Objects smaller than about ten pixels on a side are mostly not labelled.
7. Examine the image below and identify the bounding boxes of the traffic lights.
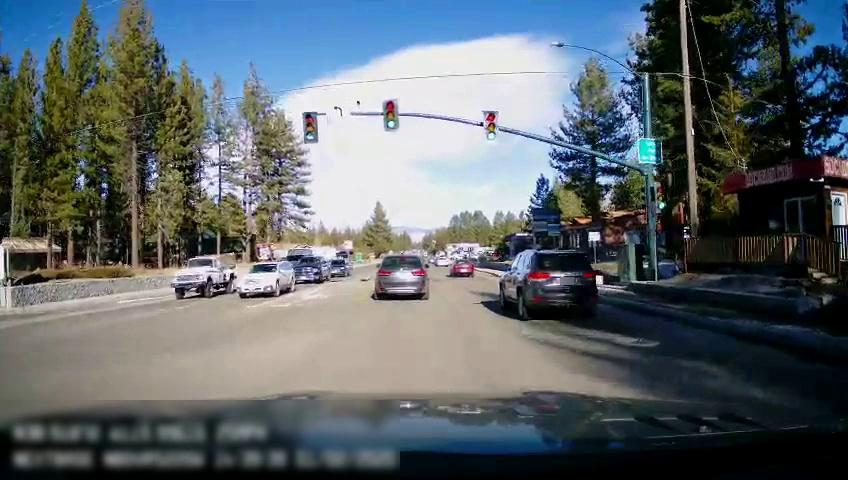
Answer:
[383,97,398,131]
[481,110,498,143]
[302,110,318,145]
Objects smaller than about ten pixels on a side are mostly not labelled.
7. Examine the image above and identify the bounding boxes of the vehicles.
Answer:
[372,253,429,301]
[239,262,295,298]
[496,249,597,322]
[326,260,344,275]
[172,257,239,300]
[449,256,476,278]
[290,254,329,284]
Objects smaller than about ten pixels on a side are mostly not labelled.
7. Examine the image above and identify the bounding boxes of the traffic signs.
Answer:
[637,137,661,165]
[334,103,355,122]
